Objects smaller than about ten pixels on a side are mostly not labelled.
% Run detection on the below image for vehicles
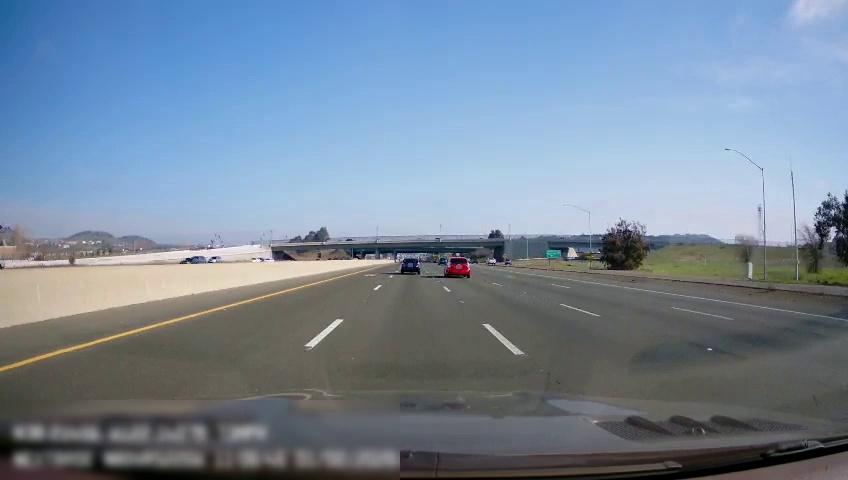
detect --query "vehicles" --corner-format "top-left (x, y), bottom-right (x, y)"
top-left (260, 257), bottom-right (275, 263)
top-left (443, 258), bottom-right (471, 278)
top-left (207, 256), bottom-right (223, 264)
top-left (248, 257), bottom-right (264, 263)
top-left (437, 257), bottom-right (447, 266)
top-left (179, 256), bottom-right (207, 265)
top-left (400, 258), bottom-right (420, 274)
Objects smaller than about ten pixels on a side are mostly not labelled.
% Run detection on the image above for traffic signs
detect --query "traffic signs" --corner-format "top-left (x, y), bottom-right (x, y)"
top-left (545, 250), bottom-right (562, 259)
